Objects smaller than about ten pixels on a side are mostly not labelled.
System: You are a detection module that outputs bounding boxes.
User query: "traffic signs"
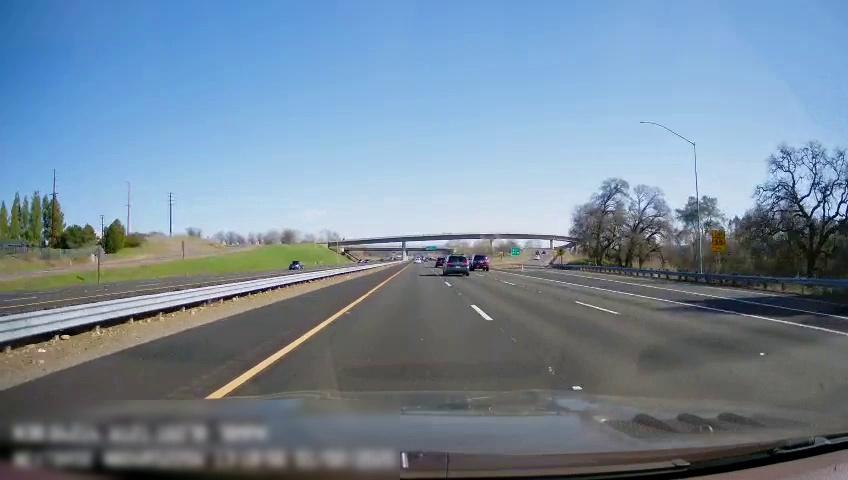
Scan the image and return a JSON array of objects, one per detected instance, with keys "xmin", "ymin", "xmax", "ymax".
[{"xmin": 425, "ymin": 246, "xmax": 439, "ymax": 252}]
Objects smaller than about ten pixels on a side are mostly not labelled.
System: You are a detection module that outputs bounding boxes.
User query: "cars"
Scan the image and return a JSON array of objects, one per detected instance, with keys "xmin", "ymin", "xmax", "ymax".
[{"xmin": 434, "ymin": 258, "xmax": 444, "ymax": 269}]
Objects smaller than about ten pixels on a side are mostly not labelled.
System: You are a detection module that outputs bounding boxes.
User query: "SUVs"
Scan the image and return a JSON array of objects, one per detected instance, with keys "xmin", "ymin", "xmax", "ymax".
[
  {"xmin": 469, "ymin": 255, "xmax": 489, "ymax": 272},
  {"xmin": 288, "ymin": 260, "xmax": 305, "ymax": 272},
  {"xmin": 442, "ymin": 255, "xmax": 470, "ymax": 276}
]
